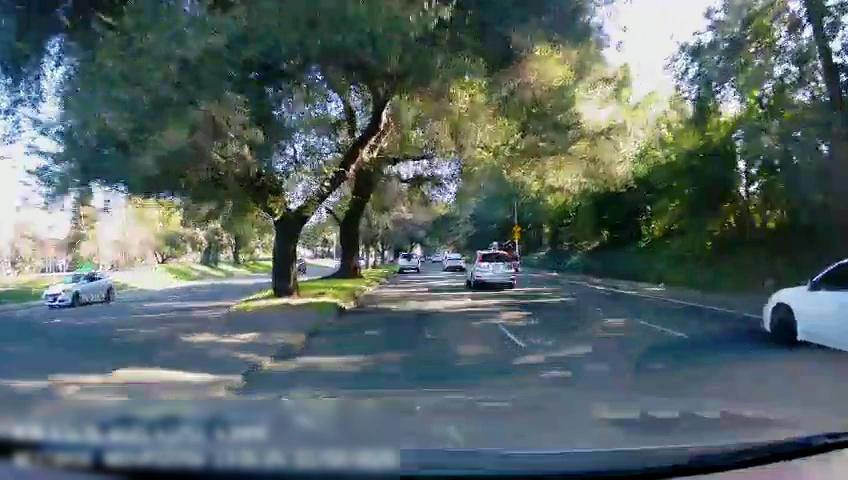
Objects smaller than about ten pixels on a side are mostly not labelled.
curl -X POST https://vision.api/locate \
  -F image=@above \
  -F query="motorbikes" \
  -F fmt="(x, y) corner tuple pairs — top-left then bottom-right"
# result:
(295, 255), (308, 275)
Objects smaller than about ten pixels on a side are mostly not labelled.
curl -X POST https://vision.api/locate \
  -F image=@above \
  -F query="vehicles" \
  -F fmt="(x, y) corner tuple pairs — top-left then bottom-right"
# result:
(761, 255), (848, 355)
(502, 238), (523, 272)
(464, 249), (516, 290)
(443, 253), (464, 272)
(40, 271), (116, 309)
(397, 251), (420, 273)
(431, 252), (443, 263)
